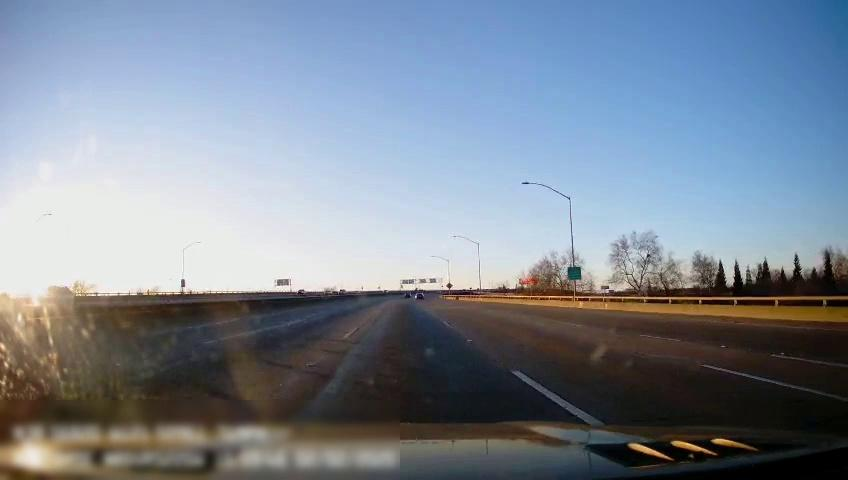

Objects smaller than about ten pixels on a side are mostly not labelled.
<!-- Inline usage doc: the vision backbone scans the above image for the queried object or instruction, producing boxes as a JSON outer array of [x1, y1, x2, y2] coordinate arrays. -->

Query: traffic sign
[[567, 266, 582, 280]]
